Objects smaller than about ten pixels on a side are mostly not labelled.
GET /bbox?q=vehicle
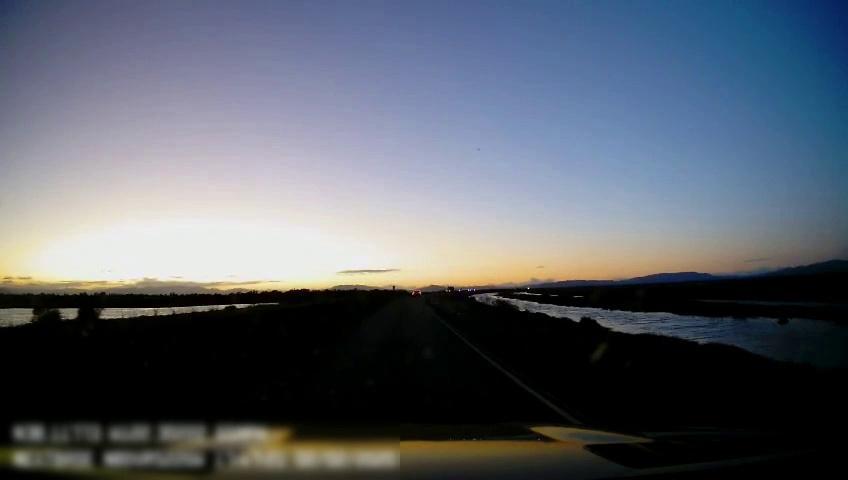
[411,289,422,297]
